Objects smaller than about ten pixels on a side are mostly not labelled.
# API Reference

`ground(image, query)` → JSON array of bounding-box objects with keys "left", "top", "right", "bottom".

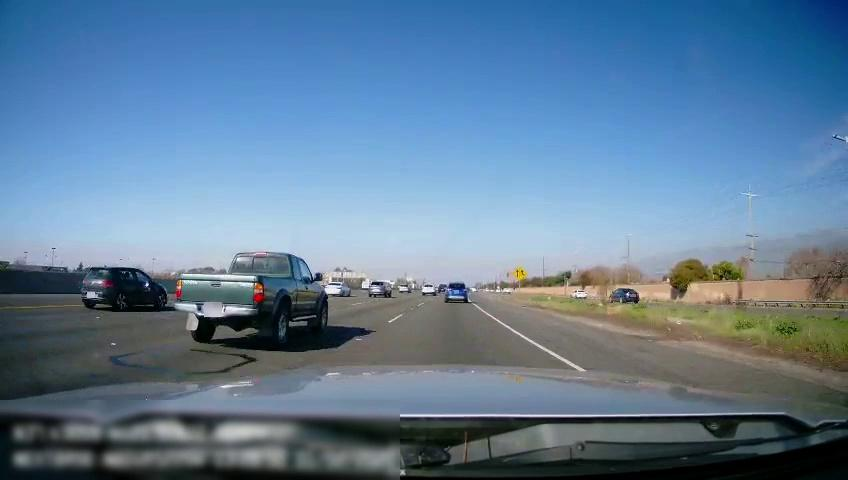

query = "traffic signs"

[{"left": 513, "top": 267, "right": 527, "bottom": 281}]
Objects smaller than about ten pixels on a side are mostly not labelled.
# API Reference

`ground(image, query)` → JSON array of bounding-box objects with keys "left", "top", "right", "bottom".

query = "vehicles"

[
  {"left": 437, "top": 283, "right": 449, "bottom": 294},
  {"left": 367, "top": 281, "right": 392, "bottom": 298},
  {"left": 174, "top": 251, "right": 331, "bottom": 347},
  {"left": 398, "top": 283, "right": 412, "bottom": 294},
  {"left": 571, "top": 289, "right": 588, "bottom": 299},
  {"left": 444, "top": 282, "right": 469, "bottom": 304},
  {"left": 80, "top": 266, "right": 168, "bottom": 312},
  {"left": 421, "top": 283, "right": 437, "bottom": 297},
  {"left": 608, "top": 287, "right": 641, "bottom": 304},
  {"left": 324, "top": 281, "right": 351, "bottom": 297}
]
